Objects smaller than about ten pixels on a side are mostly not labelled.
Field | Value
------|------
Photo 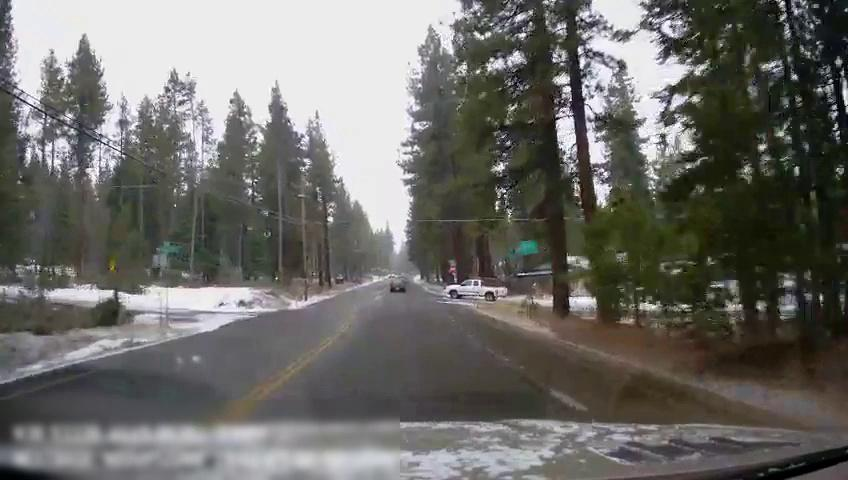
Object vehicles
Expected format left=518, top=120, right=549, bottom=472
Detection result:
left=390, top=280, right=407, bottom=293
left=448, top=279, right=507, bottom=303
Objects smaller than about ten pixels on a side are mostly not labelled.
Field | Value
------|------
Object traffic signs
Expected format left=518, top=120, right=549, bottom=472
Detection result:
left=515, top=241, right=539, bottom=255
